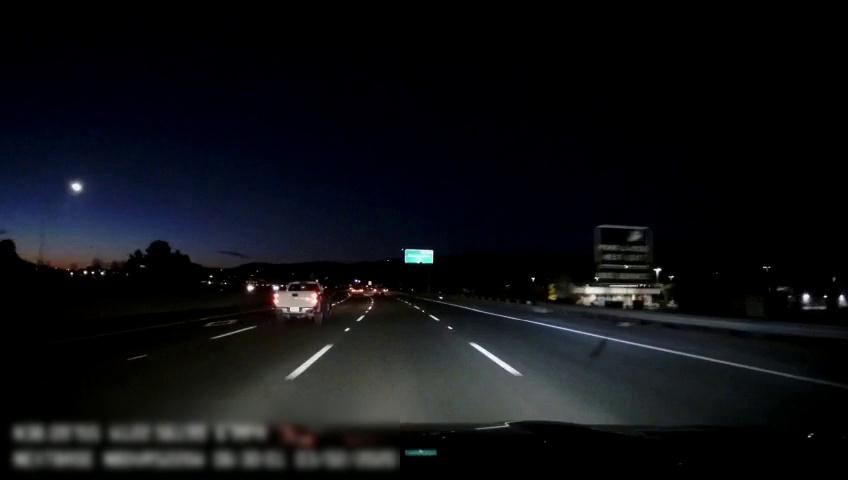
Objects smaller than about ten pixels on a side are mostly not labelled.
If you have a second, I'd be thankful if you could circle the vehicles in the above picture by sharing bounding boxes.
[372,288,385,299]
[270,281,332,327]
[348,284,366,298]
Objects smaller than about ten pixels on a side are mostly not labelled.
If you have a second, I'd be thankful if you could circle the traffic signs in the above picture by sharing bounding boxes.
[404,248,435,264]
